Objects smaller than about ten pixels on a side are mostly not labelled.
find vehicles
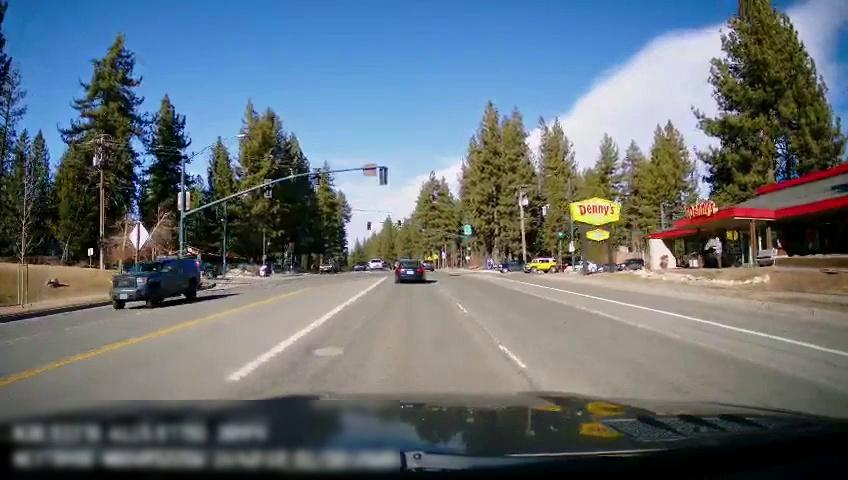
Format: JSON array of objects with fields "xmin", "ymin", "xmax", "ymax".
[
  {"xmin": 110, "ymin": 256, "xmax": 200, "ymax": 310},
  {"xmin": 352, "ymin": 262, "xmax": 366, "ymax": 273},
  {"xmin": 423, "ymin": 261, "xmax": 435, "ymax": 272},
  {"xmin": 576, "ymin": 261, "xmax": 597, "ymax": 272},
  {"xmin": 496, "ymin": 260, "xmax": 513, "ymax": 274},
  {"xmin": 528, "ymin": 257, "xmax": 554, "ymax": 272},
  {"xmin": 394, "ymin": 259, "xmax": 424, "ymax": 284},
  {"xmin": 318, "ymin": 260, "xmax": 335, "ymax": 275},
  {"xmin": 367, "ymin": 258, "xmax": 384, "ymax": 271}
]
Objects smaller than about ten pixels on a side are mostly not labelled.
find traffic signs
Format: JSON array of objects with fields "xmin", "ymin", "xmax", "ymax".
[{"xmin": 462, "ymin": 223, "xmax": 474, "ymax": 239}]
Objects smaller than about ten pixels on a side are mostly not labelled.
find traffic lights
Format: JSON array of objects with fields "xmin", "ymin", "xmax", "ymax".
[
  {"xmin": 378, "ymin": 168, "xmax": 388, "ymax": 186},
  {"xmin": 313, "ymin": 171, "xmax": 320, "ymax": 187},
  {"xmin": 264, "ymin": 180, "xmax": 272, "ymax": 198}
]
